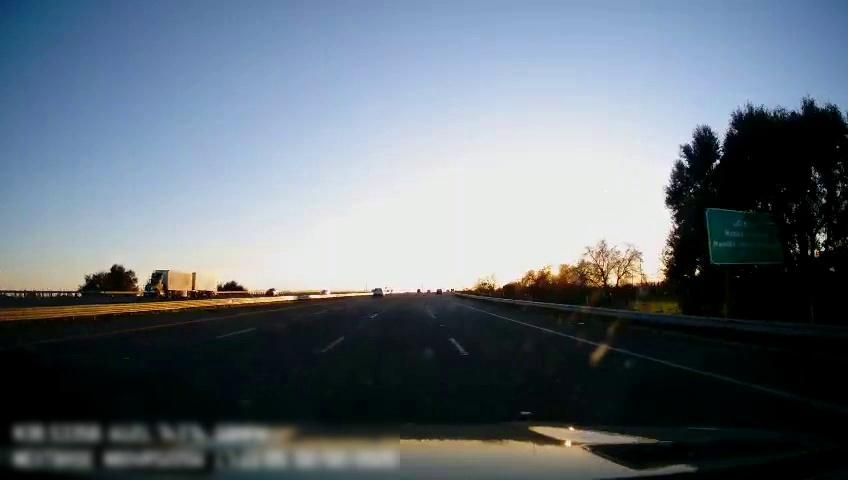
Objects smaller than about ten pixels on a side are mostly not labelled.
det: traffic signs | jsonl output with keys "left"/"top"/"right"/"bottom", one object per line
{"left": 705, "top": 208, "right": 785, "bottom": 266}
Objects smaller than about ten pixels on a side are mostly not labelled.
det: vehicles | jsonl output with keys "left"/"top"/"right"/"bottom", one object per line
{"left": 143, "top": 269, "right": 218, "bottom": 302}
{"left": 266, "top": 288, "right": 280, "bottom": 297}
{"left": 373, "top": 288, "right": 386, "bottom": 298}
